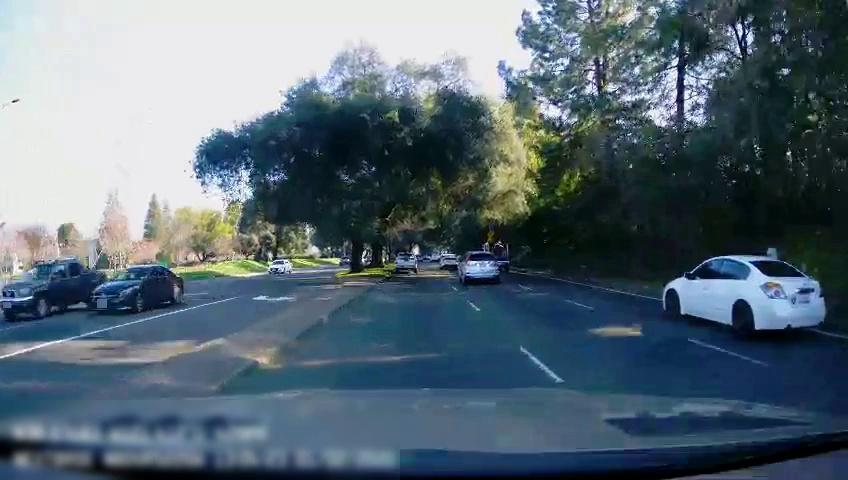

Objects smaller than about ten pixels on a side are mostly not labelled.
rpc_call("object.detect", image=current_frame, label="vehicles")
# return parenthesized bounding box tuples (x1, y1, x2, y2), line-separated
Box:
(339, 254, 352, 266)
(661, 254, 827, 334)
(440, 253, 457, 269)
(0, 255, 108, 322)
(428, 251, 442, 263)
(456, 250, 499, 285)
(491, 244, 512, 272)
(269, 259, 293, 275)
(394, 254, 417, 274)
(86, 264, 186, 314)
